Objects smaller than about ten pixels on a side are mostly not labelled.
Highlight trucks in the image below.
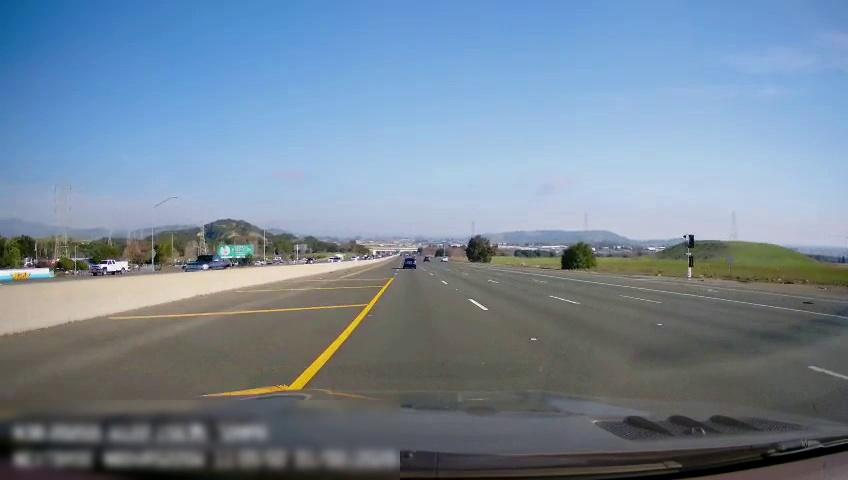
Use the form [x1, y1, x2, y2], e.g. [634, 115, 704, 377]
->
[91, 259, 128, 276]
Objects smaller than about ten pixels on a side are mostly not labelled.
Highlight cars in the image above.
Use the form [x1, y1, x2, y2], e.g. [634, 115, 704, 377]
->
[184, 253, 230, 273]
[403, 257, 417, 270]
